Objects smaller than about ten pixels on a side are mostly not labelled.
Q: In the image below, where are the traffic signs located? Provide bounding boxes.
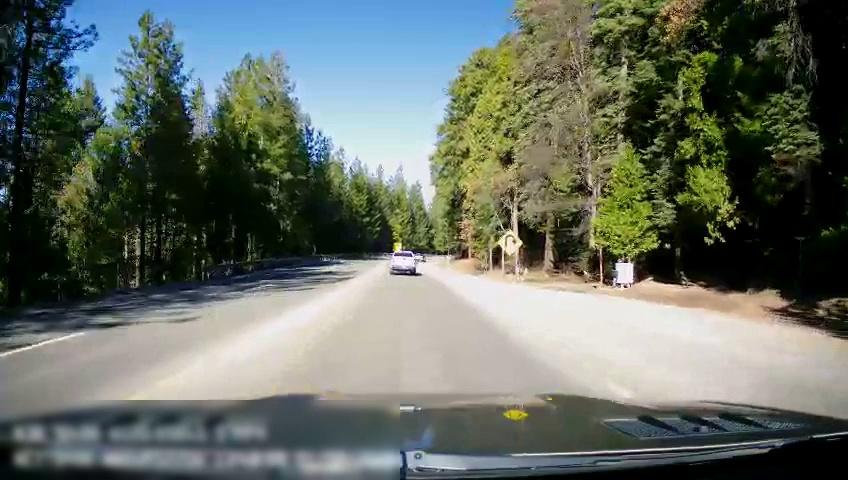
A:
[497,229,524,256]
[392,242,402,253]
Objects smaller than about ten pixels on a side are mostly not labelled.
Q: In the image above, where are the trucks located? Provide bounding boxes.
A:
[390,250,417,276]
